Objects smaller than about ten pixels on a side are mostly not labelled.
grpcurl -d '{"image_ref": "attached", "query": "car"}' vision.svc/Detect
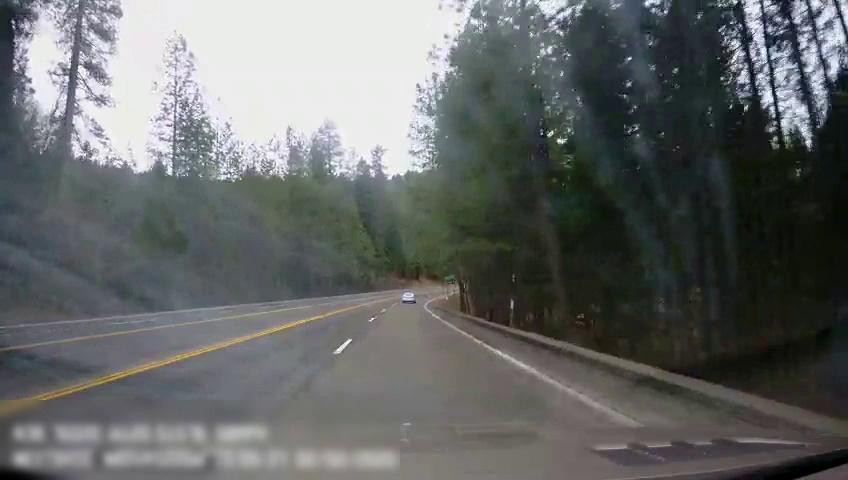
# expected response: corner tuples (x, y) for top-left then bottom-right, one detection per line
(401, 292), (417, 304)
